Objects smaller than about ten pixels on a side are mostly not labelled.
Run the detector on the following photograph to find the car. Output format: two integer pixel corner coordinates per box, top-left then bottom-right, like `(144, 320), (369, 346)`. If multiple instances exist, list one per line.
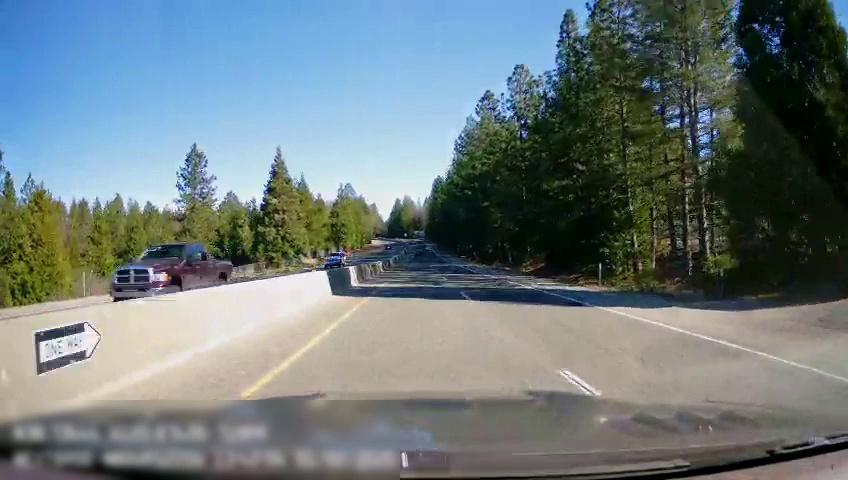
(324, 251), (349, 270)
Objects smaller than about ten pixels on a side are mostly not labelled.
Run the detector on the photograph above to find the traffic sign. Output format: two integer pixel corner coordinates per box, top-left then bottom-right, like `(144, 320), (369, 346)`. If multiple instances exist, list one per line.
(32, 320), (103, 376)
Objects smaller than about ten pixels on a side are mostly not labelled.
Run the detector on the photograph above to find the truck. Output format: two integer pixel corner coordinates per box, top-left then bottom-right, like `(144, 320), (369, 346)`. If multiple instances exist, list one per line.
(110, 243), (234, 303)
